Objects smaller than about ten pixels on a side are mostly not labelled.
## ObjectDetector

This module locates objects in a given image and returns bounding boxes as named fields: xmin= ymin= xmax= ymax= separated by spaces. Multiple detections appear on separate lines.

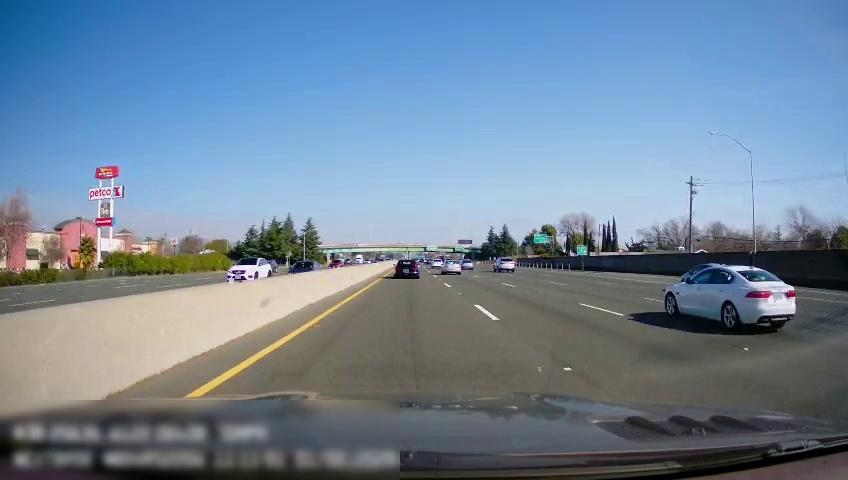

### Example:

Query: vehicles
xmin=430 ymin=257 xmax=444 ymax=268
xmin=394 ymin=259 xmax=421 ymax=279
xmin=356 ymin=254 xmax=364 ymax=264
xmin=680 ymin=263 xmax=725 ymax=283
xmin=493 ymin=256 xmax=515 ymax=272
xmin=287 ymin=260 xmax=321 ymax=274
xmin=440 ymin=259 xmax=462 ymax=275
xmin=461 ymin=258 xmax=473 ymax=271
xmin=328 ymin=259 xmax=343 ymax=269
xmin=227 ymin=257 xmax=272 ymax=282
xmin=343 ymin=257 xmax=353 ymax=265
xmin=267 ymin=260 xmax=279 ymax=275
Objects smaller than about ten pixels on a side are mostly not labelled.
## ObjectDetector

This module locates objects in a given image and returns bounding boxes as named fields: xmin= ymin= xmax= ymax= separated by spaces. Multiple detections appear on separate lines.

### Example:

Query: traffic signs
xmin=533 ymin=233 xmax=548 ymax=244
xmin=576 ymin=244 xmax=589 ymax=256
